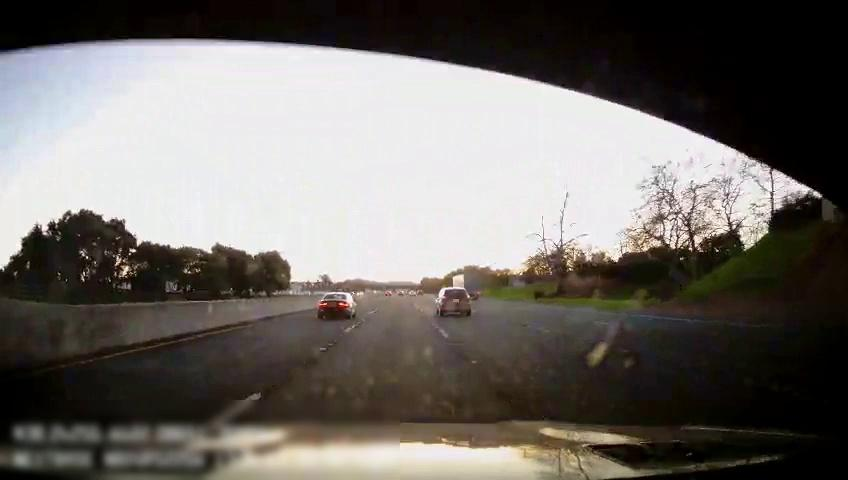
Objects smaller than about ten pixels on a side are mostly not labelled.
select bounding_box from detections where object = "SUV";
[435,288,471,317]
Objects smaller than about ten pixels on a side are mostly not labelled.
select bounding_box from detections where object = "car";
[317,293,357,320]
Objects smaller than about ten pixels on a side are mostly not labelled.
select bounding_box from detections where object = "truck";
[453,273,481,300]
